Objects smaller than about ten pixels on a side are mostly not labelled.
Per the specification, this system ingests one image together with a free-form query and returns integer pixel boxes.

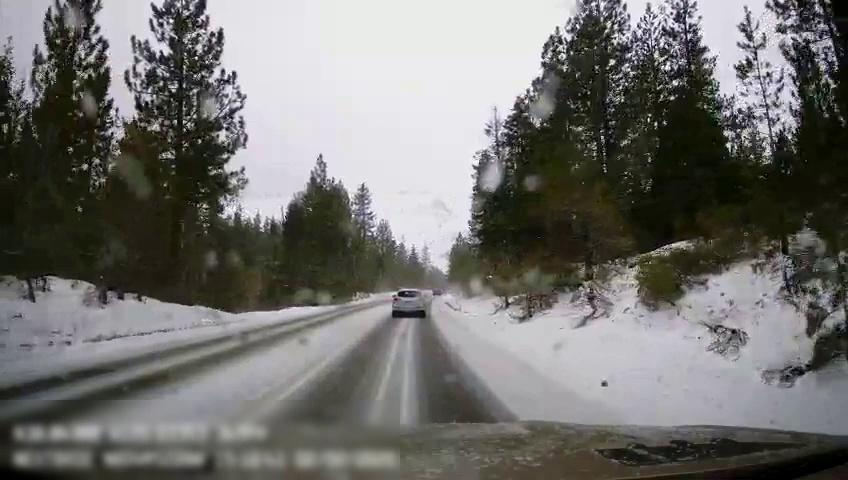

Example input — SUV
[391,287,426,317]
